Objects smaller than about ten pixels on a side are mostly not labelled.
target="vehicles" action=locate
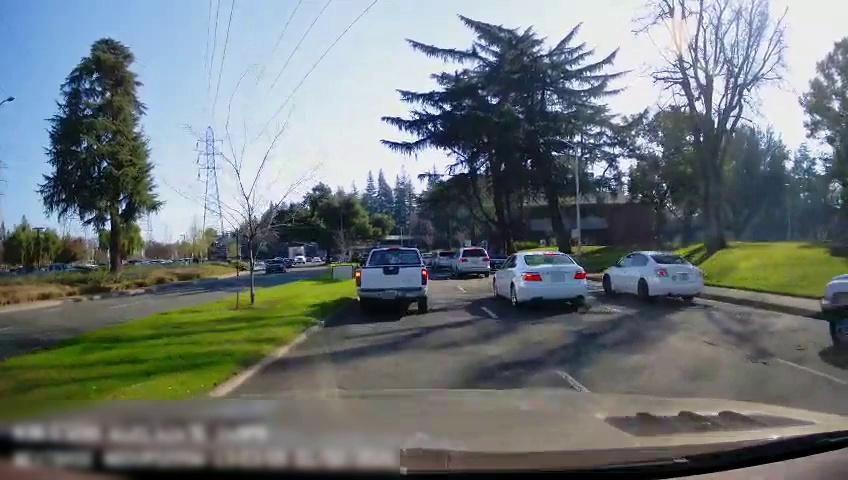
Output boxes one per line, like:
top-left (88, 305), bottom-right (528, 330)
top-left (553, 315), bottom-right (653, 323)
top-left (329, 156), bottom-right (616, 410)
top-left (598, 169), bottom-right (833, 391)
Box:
top-left (353, 246), bottom-right (429, 312)
top-left (453, 246), bottom-right (492, 280)
top-left (289, 245), bottom-right (307, 266)
top-left (489, 249), bottom-right (588, 308)
top-left (600, 249), bottom-right (705, 305)
top-left (422, 251), bottom-right (433, 264)
top-left (430, 249), bottom-right (455, 268)
top-left (819, 272), bottom-right (848, 348)
top-left (263, 257), bottom-right (287, 275)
